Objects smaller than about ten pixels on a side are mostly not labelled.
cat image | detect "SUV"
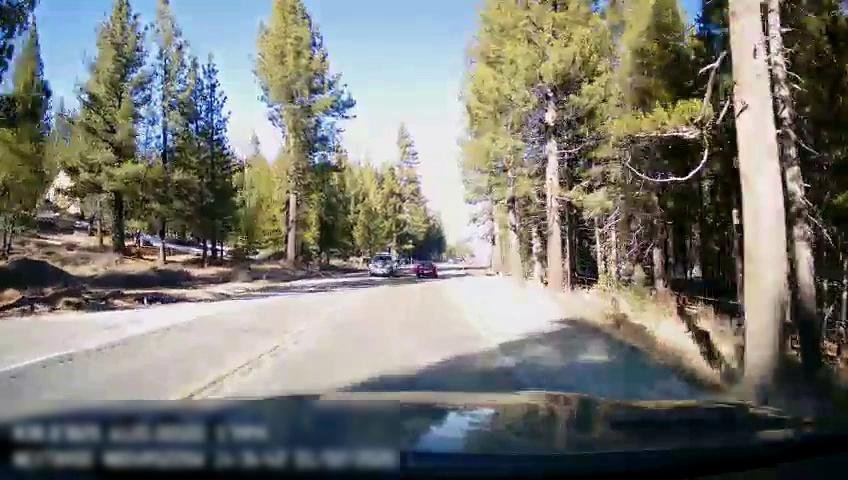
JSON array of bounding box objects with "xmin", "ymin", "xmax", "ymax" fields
[{"xmin": 368, "ymin": 254, "xmax": 397, "ymax": 278}]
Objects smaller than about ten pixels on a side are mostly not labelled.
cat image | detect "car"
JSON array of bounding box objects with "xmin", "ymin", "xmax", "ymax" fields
[{"xmin": 416, "ymin": 261, "xmax": 437, "ymax": 279}]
